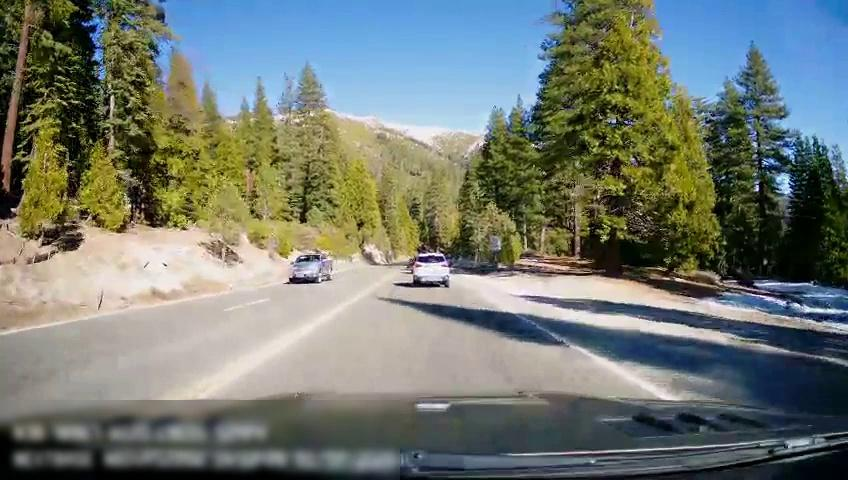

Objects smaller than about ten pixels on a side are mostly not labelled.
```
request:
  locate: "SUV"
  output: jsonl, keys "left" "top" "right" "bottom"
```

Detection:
{"left": 411, "top": 253, "right": 450, "bottom": 288}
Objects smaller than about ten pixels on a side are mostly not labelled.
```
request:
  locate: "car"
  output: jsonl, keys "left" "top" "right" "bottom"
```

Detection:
{"left": 287, "top": 253, "right": 333, "bottom": 284}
